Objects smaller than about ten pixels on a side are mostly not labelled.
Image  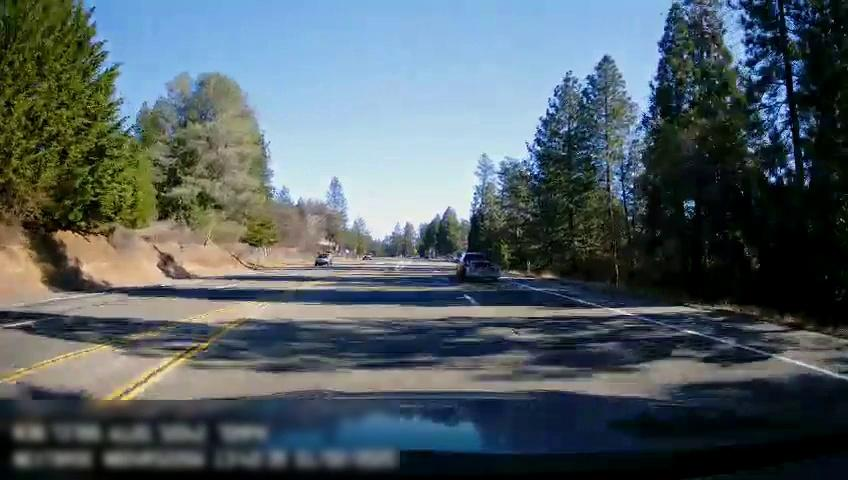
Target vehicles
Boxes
[455,250,487,279]
[314,253,334,267]
[465,257,498,280]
